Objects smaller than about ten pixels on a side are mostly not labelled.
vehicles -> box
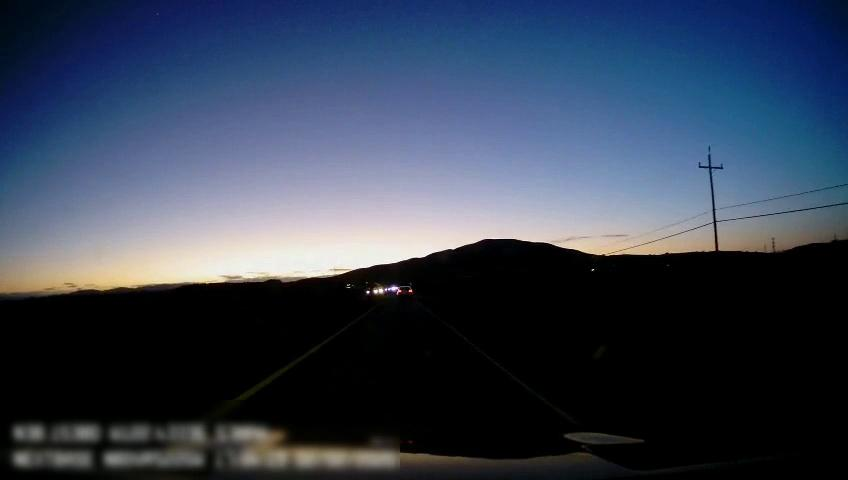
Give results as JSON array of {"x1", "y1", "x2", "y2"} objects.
[
  {"x1": 365, "y1": 282, "x2": 383, "y2": 297},
  {"x1": 396, "y1": 285, "x2": 414, "y2": 299}
]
